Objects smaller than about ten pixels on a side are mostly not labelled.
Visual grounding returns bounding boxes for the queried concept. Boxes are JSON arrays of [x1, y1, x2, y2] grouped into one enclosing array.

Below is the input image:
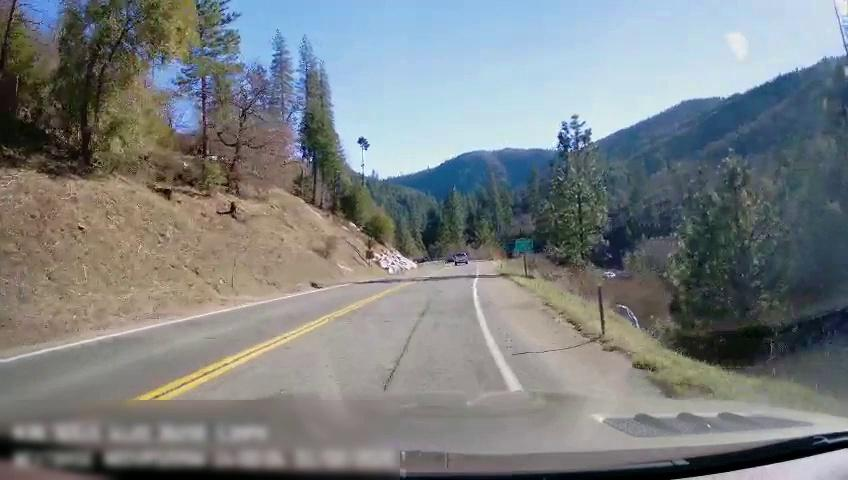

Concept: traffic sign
[[515, 240, 534, 253]]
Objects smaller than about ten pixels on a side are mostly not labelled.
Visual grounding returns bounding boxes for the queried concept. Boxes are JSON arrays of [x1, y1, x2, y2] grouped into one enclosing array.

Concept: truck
[[454, 252, 469, 265]]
